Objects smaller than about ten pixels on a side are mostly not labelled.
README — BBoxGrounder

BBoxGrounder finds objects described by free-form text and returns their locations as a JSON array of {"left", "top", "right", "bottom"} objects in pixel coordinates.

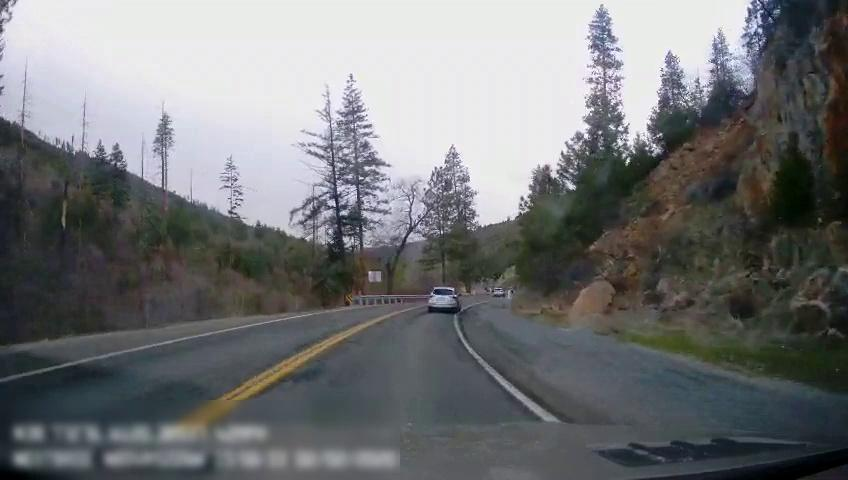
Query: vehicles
[
  {"left": 427, "top": 286, "right": 463, "bottom": 313},
  {"left": 493, "top": 287, "right": 506, "bottom": 297}
]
